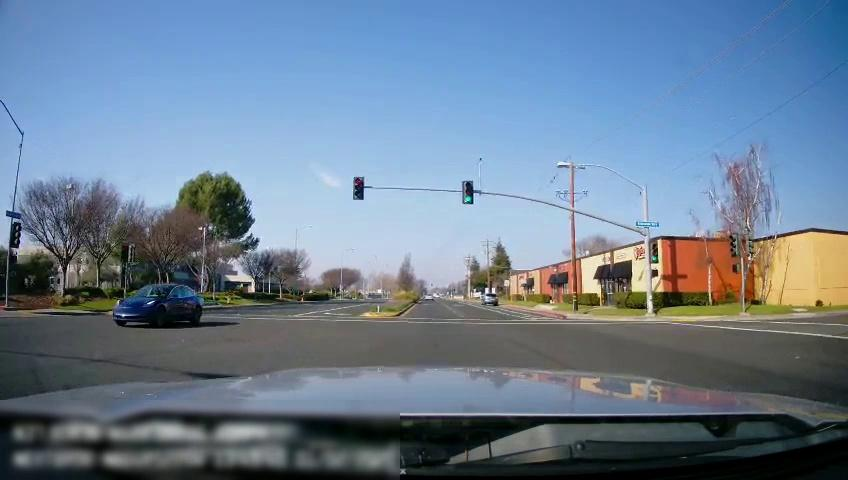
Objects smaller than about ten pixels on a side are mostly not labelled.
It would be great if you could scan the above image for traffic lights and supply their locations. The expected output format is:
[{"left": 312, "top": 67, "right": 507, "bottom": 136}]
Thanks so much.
[
  {"left": 7, "top": 254, "right": 19, "bottom": 266},
  {"left": 746, "top": 236, "right": 755, "bottom": 258},
  {"left": 728, "top": 231, "right": 741, "bottom": 259},
  {"left": 8, "top": 221, "right": 22, "bottom": 249},
  {"left": 119, "top": 242, "right": 129, "bottom": 262},
  {"left": 650, "top": 237, "right": 660, "bottom": 264},
  {"left": 462, "top": 179, "right": 475, "bottom": 205},
  {"left": 731, "top": 262, "right": 742, "bottom": 273},
  {"left": 352, "top": 176, "right": 365, "bottom": 201},
  {"left": 129, "top": 244, "right": 136, "bottom": 263}
]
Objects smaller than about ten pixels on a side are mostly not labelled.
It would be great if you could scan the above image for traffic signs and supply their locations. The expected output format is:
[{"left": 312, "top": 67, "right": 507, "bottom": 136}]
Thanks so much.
[
  {"left": 5, "top": 209, "right": 22, "bottom": 220},
  {"left": 636, "top": 220, "right": 660, "bottom": 228}
]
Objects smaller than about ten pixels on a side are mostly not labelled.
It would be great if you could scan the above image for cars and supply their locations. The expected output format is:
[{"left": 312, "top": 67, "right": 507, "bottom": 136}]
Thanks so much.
[{"left": 111, "top": 282, "right": 205, "bottom": 328}]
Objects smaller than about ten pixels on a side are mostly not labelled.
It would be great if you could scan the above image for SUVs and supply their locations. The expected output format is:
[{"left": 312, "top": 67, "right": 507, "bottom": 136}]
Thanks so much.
[{"left": 481, "top": 293, "right": 498, "bottom": 306}]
